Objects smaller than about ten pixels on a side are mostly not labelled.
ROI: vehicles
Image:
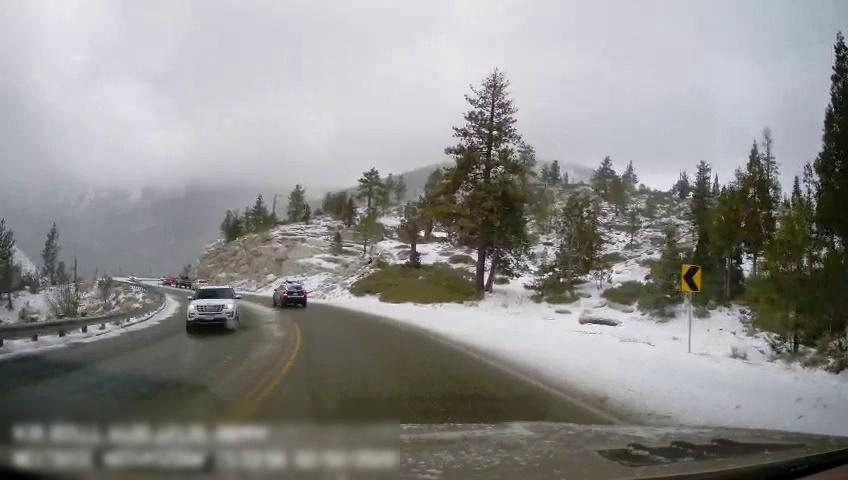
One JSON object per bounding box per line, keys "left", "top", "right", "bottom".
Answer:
{"left": 272, "top": 279, "right": 308, "bottom": 309}
{"left": 185, "top": 285, "right": 242, "bottom": 335}
{"left": 191, "top": 278, "right": 210, "bottom": 291}
{"left": 175, "top": 277, "right": 192, "bottom": 289}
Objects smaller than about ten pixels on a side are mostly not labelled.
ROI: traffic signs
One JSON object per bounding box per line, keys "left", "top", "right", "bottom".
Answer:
{"left": 681, "top": 265, "right": 701, "bottom": 292}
